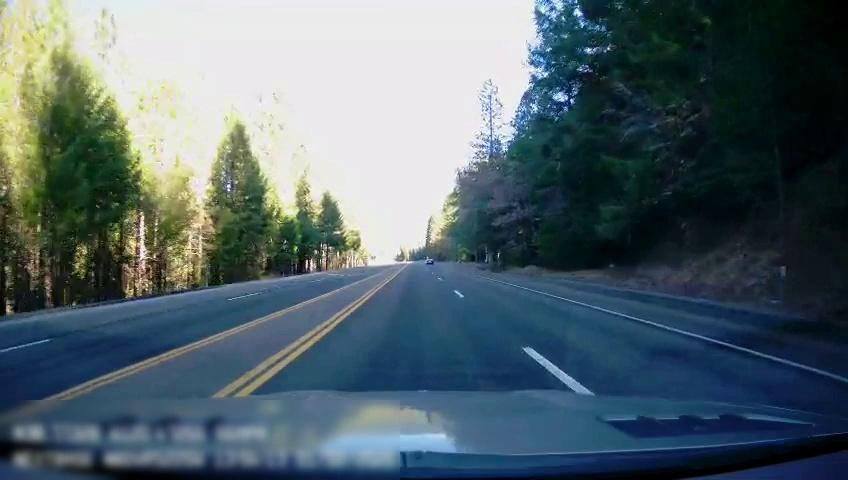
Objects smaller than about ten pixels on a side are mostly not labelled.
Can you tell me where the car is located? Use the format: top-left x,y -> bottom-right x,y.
422,255 -> 435,265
